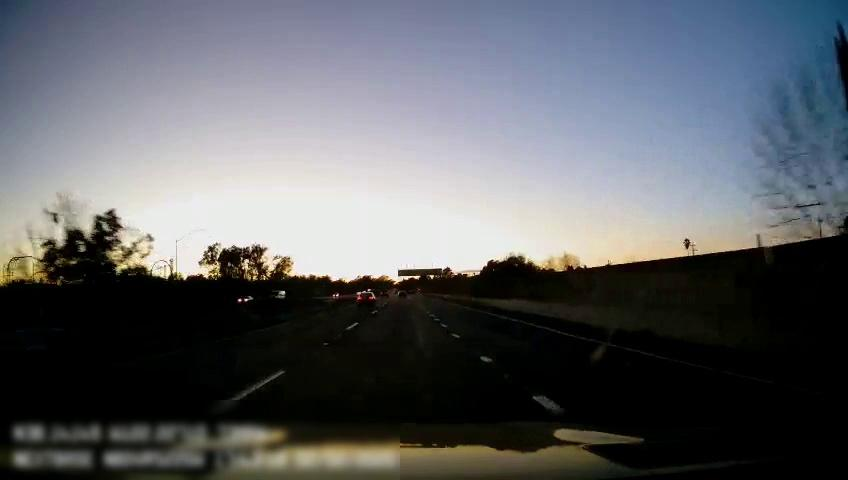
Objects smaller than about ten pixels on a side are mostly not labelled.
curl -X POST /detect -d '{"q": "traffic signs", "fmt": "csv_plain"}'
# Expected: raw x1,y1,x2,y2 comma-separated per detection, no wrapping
397,269,431,276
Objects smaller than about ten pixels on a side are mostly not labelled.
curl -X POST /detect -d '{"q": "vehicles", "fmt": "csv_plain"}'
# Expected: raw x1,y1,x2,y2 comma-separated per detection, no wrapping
397,290,408,299
356,292,378,309
237,294,254,303
268,289,286,300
